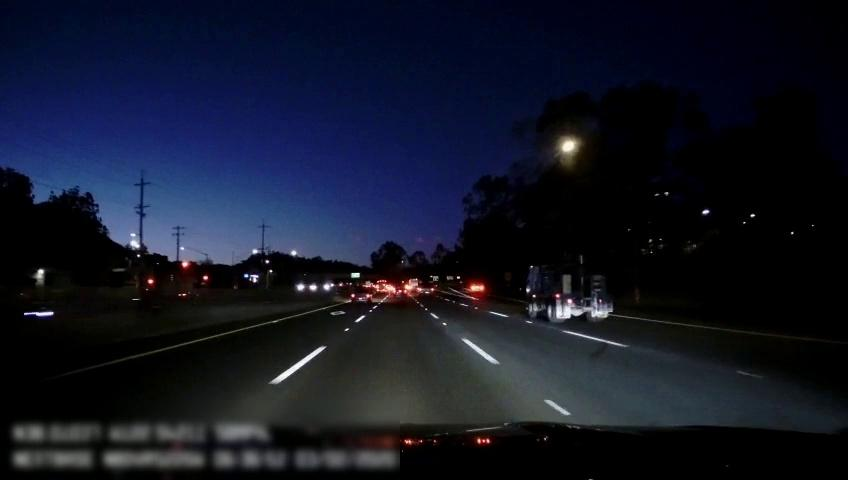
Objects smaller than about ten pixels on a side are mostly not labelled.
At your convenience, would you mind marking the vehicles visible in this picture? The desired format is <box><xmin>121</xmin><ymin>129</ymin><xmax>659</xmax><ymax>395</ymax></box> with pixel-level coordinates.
<box><xmin>19</xmin><ymin>300</ymin><xmax>71</xmax><ymax>323</ymax></box>
<box><xmin>308</xmin><ymin>279</ymin><xmax>334</xmax><ymax>294</ymax></box>
<box><xmin>418</xmin><ymin>283</ymin><xmax>435</xmax><ymax>297</ymax></box>
<box><xmin>522</xmin><ymin>264</ymin><xmax>615</xmax><ymax>326</ymax></box>
<box><xmin>394</xmin><ymin>289</ymin><xmax>409</xmax><ymax>301</ymax></box>
<box><xmin>351</xmin><ymin>287</ymin><xmax>372</xmax><ymax>303</ymax></box>
<box><xmin>468</xmin><ymin>281</ymin><xmax>484</xmax><ymax>295</ymax></box>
